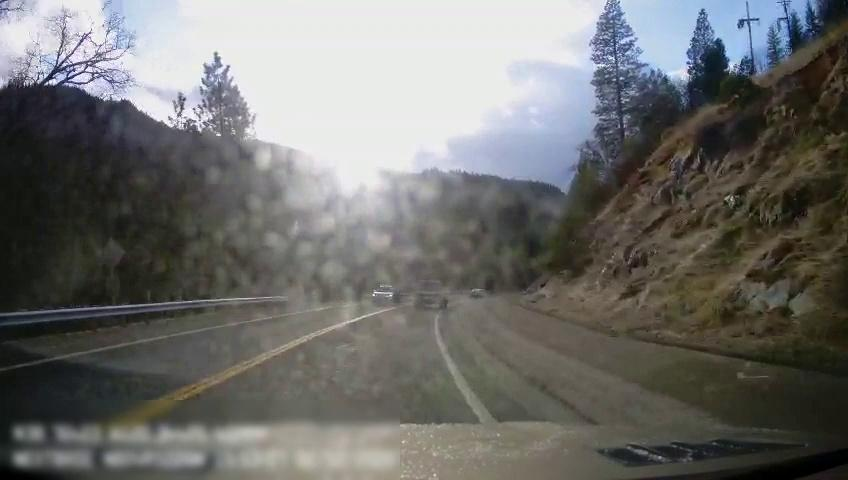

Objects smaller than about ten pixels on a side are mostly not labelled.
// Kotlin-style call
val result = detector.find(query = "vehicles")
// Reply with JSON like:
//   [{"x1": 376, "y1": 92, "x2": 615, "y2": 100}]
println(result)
[
  {"x1": 372, "y1": 284, "x2": 400, "y2": 304},
  {"x1": 470, "y1": 288, "x2": 482, "y2": 298},
  {"x1": 413, "y1": 279, "x2": 448, "y2": 309}
]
